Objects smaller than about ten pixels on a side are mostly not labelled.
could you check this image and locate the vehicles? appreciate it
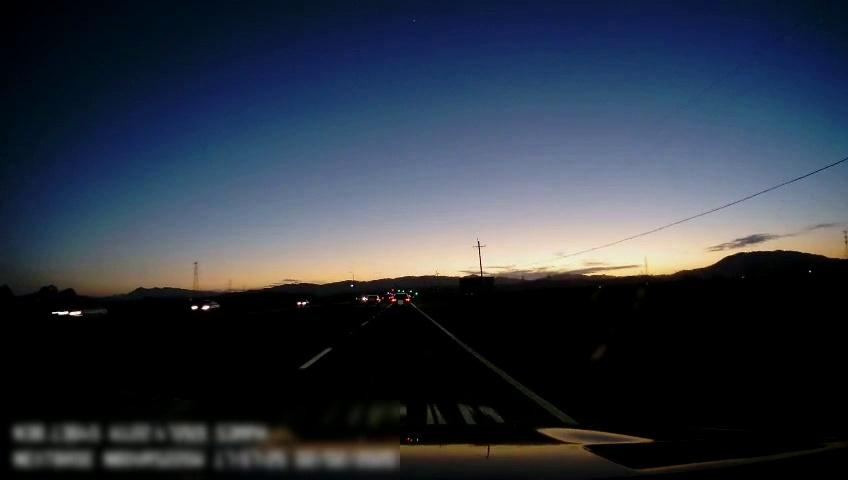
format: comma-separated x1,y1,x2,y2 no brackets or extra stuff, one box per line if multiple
62,303,108,321
391,292,411,310
190,299,221,315
364,294,381,308
295,298,311,307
